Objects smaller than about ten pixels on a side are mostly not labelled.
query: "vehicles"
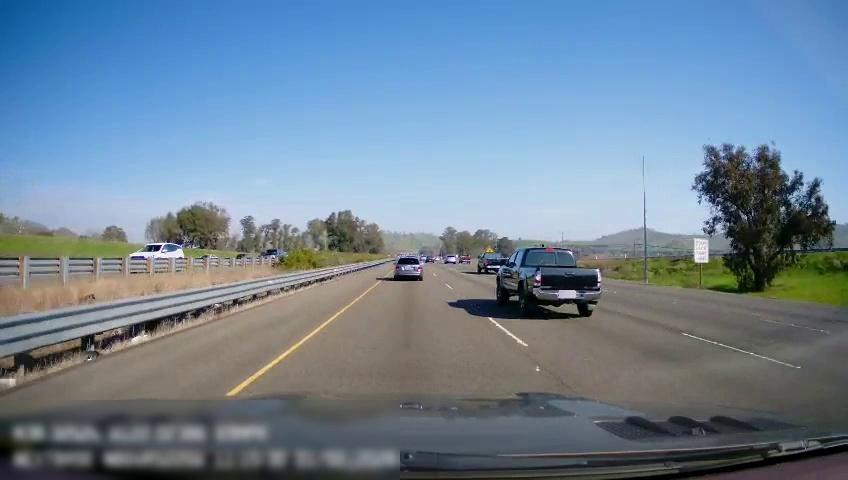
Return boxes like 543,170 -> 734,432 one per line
495,246 -> 604,319
458,254 -> 471,264
128,242 -> 186,261
424,255 -> 435,264
477,252 -> 507,274
394,255 -> 424,281
444,255 -> 457,265
235,253 -> 255,260
257,248 -> 289,261
199,253 -> 219,259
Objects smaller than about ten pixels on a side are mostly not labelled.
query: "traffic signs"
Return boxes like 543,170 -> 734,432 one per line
693,238 -> 710,264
